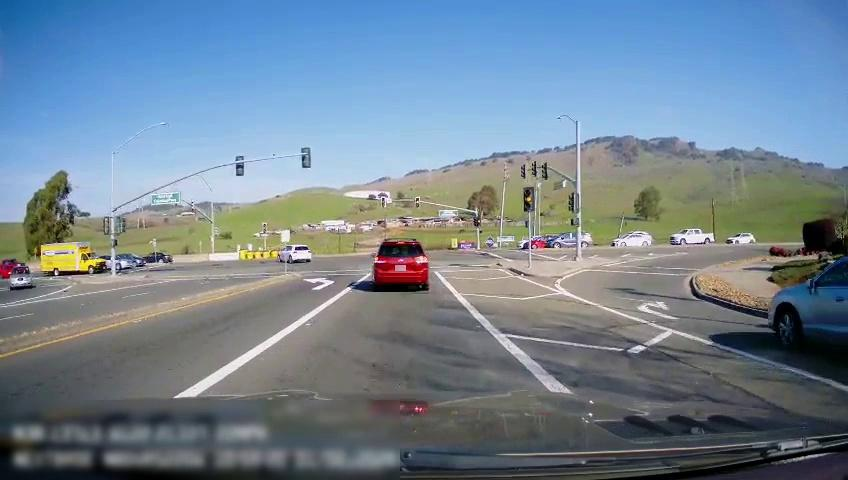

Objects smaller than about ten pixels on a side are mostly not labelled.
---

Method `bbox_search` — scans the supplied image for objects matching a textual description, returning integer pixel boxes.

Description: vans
[545,232,593,250]
[372,237,431,290]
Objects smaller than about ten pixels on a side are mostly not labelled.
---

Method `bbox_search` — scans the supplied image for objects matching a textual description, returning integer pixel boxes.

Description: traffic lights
[102,215,112,236]
[566,190,578,214]
[233,154,247,177]
[260,222,268,236]
[190,201,198,215]
[299,145,313,169]
[414,196,422,209]
[541,161,549,180]
[519,163,527,180]
[531,160,538,177]
[115,214,128,235]
[522,185,537,213]
[379,195,388,209]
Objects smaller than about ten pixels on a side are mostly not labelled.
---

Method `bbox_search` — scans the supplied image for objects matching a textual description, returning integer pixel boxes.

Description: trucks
[39,241,108,277]
[669,228,715,246]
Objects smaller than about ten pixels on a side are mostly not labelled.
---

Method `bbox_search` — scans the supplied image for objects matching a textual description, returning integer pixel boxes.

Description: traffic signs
[551,176,568,191]
[437,208,460,219]
[279,228,292,244]
[150,191,181,207]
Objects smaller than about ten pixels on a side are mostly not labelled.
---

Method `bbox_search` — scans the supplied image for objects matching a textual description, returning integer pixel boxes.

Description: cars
[7,266,35,289]
[611,231,653,248]
[766,254,848,349]
[115,253,146,267]
[141,252,173,265]
[518,235,541,249]
[97,255,134,271]
[277,243,313,264]
[522,237,550,250]
[0,258,32,280]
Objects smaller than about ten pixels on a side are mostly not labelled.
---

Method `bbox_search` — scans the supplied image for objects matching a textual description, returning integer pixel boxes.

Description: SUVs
[726,232,755,244]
